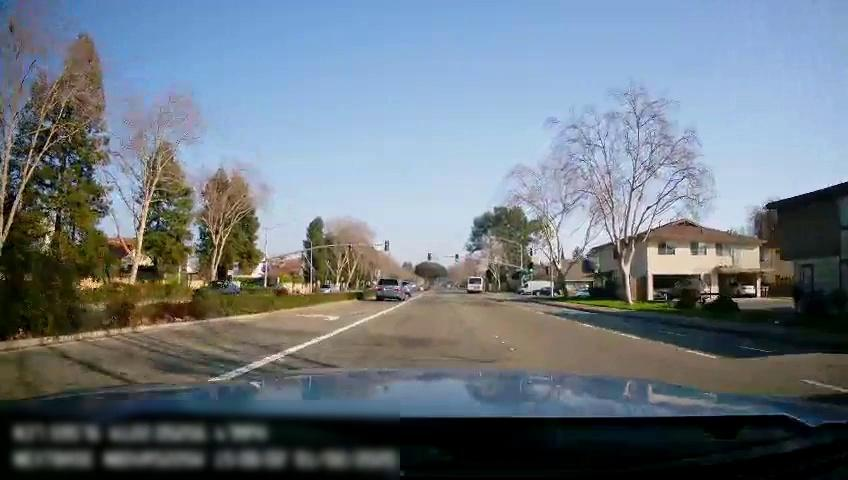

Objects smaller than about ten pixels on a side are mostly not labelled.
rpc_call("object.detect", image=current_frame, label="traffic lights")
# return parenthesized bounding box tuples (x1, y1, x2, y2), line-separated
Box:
(384, 240, 390, 251)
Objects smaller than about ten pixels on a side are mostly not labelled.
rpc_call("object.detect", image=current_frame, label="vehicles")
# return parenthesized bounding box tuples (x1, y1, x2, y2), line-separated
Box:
(467, 276, 483, 294)
(314, 284, 336, 295)
(532, 287, 559, 296)
(576, 288, 596, 297)
(521, 281, 553, 295)
(376, 279, 406, 302)
(191, 280, 240, 299)
(399, 280, 412, 296)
